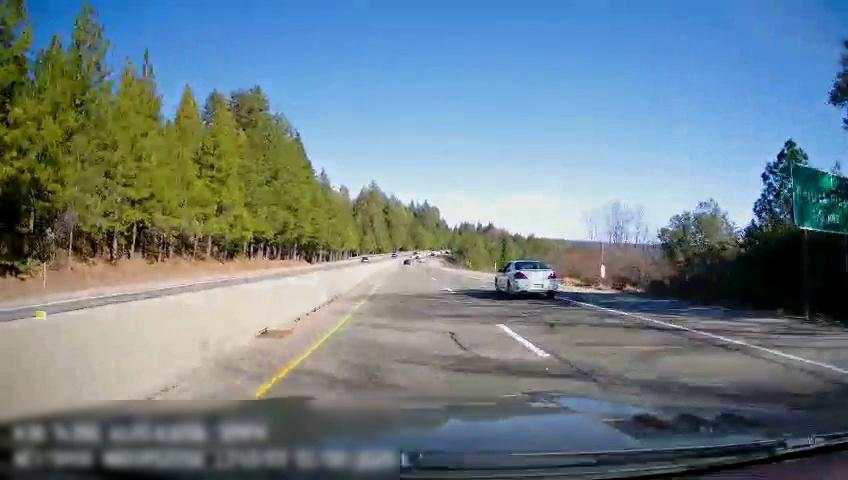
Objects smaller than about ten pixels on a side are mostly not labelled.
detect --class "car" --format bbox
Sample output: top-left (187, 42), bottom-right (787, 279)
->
top-left (494, 259), bottom-right (560, 301)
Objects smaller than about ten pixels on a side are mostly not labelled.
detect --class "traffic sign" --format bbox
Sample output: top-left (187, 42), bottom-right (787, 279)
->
top-left (793, 164), bottom-right (848, 236)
